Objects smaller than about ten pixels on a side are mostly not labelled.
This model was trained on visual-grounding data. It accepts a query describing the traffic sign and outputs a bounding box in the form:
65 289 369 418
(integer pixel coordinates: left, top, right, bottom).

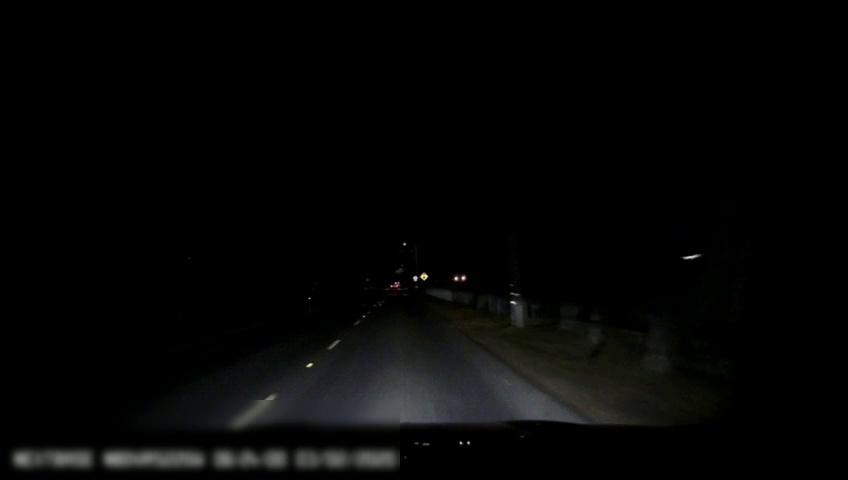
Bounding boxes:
419 271 430 281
